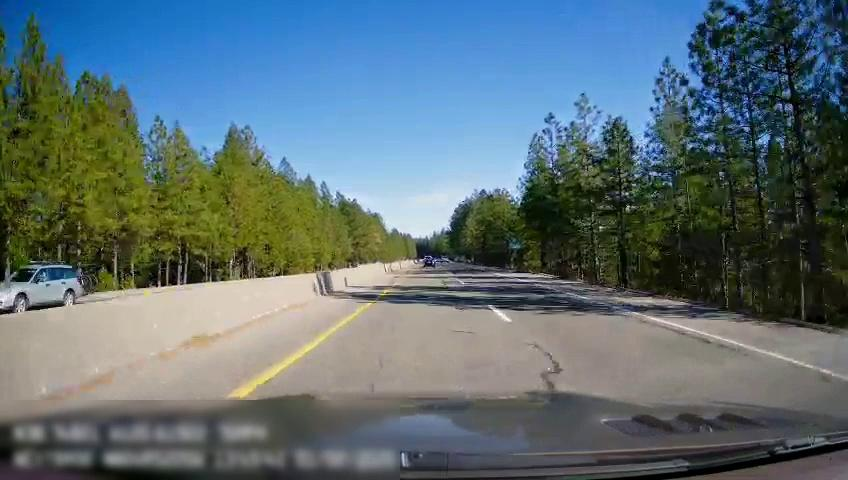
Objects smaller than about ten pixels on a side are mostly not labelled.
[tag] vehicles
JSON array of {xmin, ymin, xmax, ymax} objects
[
  {"xmin": 0, "ymin": 263, "xmax": 84, "ymax": 317},
  {"xmin": 422, "ymin": 257, "xmax": 435, "ymax": 268}
]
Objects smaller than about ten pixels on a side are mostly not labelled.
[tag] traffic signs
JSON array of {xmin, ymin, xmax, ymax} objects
[{"xmin": 509, "ymin": 237, "xmax": 528, "ymax": 250}]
